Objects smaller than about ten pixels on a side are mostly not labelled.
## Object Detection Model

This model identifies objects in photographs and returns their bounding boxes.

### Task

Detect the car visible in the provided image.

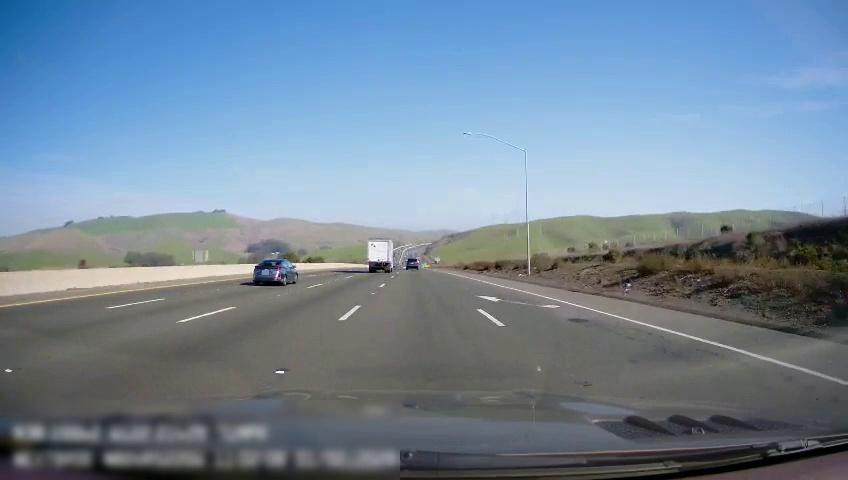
[253,257,299,286]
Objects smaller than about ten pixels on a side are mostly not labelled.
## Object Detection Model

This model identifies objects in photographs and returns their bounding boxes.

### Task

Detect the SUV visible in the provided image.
[405,257,420,270]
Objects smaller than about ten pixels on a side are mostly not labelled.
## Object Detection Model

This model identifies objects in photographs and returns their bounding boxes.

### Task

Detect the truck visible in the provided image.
[368,239,395,274]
